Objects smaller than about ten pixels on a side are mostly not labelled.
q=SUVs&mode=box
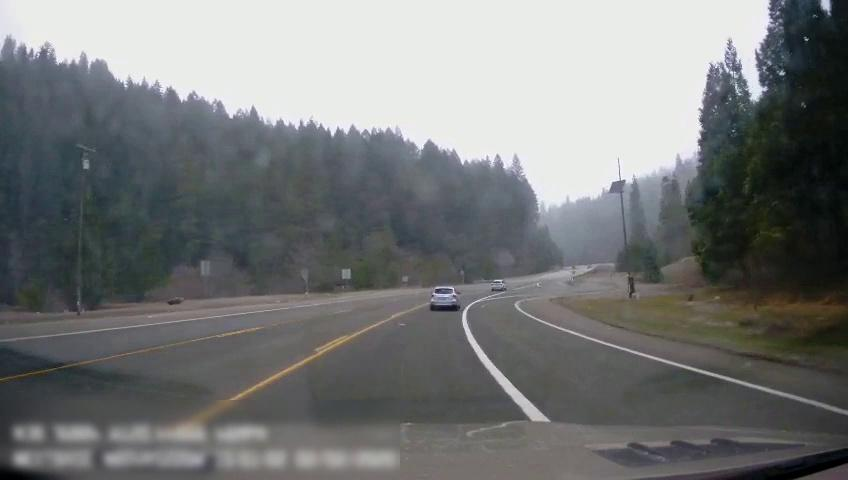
[491,279,507,291]
[430,287,461,311]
